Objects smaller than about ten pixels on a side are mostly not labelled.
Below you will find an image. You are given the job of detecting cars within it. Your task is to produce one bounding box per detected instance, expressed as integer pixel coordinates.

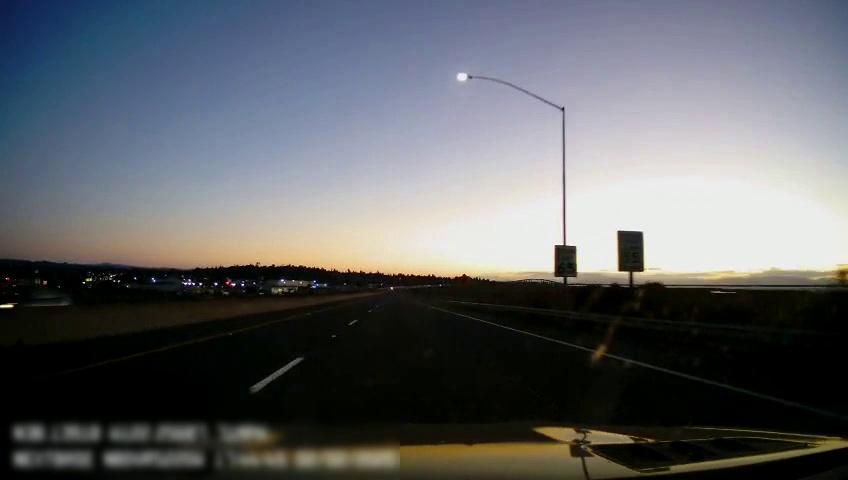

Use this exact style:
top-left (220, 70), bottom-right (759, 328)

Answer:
top-left (0, 286), bottom-right (73, 309)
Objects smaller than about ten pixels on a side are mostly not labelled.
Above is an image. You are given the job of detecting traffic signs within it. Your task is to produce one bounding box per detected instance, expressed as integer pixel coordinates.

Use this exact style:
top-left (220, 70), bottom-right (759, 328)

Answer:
top-left (457, 273), bottom-right (472, 290)
top-left (616, 230), bottom-right (645, 273)
top-left (553, 244), bottom-right (577, 278)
